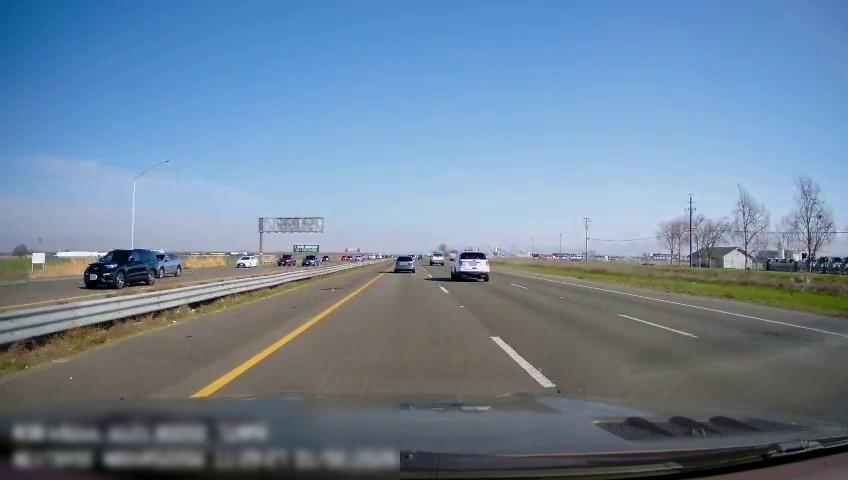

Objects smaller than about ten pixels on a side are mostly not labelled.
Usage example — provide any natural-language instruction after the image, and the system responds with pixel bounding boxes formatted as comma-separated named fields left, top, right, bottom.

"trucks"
left=430, top=253, right=445, bottom=267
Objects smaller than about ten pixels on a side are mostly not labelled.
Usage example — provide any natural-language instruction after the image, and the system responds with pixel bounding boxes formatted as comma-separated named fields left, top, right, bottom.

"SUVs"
left=236, top=255, right=258, bottom=269
left=83, top=249, right=161, bottom=289
left=153, top=252, right=184, bottom=278
left=277, top=255, right=297, bottom=267
left=301, top=255, right=321, bottom=267
left=449, top=250, right=490, bottom=282
left=394, top=255, right=416, bottom=274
